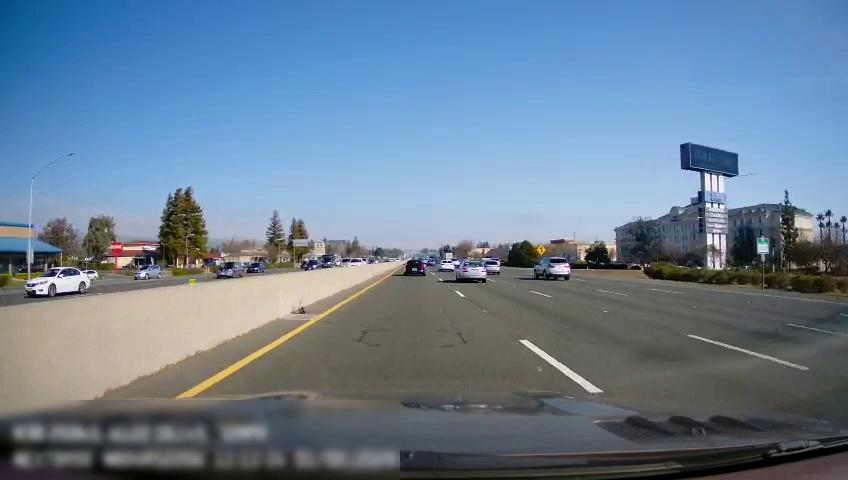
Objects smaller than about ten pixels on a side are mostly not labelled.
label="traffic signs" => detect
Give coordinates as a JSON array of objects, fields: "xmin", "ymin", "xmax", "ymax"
[{"xmin": 535, "ymin": 244, "xmax": 547, "ymax": 256}]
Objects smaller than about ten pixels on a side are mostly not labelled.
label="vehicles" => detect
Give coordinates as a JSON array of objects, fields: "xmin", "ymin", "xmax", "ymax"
[
  {"xmin": 333, "ymin": 257, "xmax": 351, "ymax": 267},
  {"xmin": 134, "ymin": 263, "xmax": 161, "ymax": 281},
  {"xmin": 348, "ymin": 257, "xmax": 367, "ymax": 267},
  {"xmin": 534, "ymin": 256, "xmax": 570, "ymax": 280},
  {"xmin": 483, "ymin": 258, "xmax": 500, "ymax": 275},
  {"xmin": 318, "ymin": 255, "xmax": 334, "ymax": 269},
  {"xmin": 443, "ymin": 253, "xmax": 453, "ymax": 261},
  {"xmin": 439, "ymin": 260, "xmax": 455, "ymax": 272},
  {"xmin": 456, "ymin": 260, "xmax": 486, "ymax": 283},
  {"xmin": 304, "ymin": 260, "xmax": 320, "ymax": 271},
  {"xmin": 81, "ymin": 270, "xmax": 99, "ymax": 280},
  {"xmin": 246, "ymin": 263, "xmax": 265, "ymax": 273},
  {"xmin": 24, "ymin": 266, "xmax": 91, "ymax": 298},
  {"xmin": 215, "ymin": 260, "xmax": 247, "ymax": 279},
  {"xmin": 403, "ymin": 257, "xmax": 427, "ymax": 276}
]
